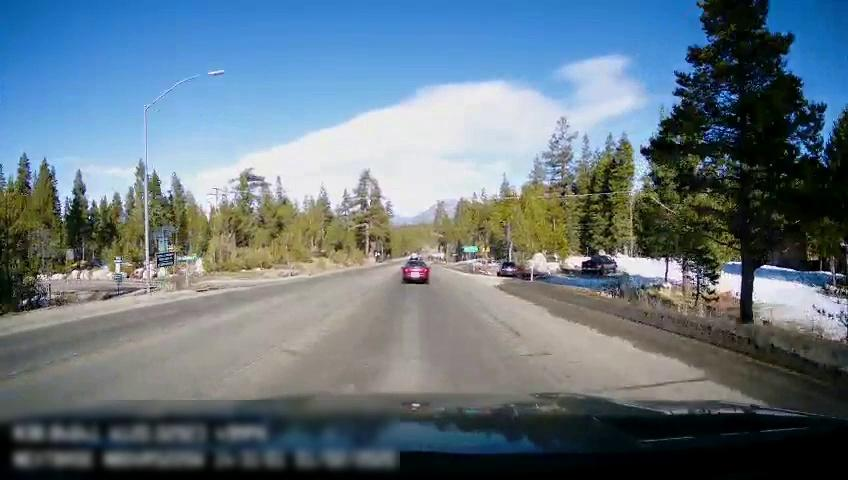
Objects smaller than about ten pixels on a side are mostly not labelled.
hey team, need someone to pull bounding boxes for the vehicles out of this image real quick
[581,254,618,274]
[400,261,429,282]
[408,255,420,262]
[497,260,521,276]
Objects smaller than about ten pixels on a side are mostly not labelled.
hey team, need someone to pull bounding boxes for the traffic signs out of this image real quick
[464,246,480,253]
